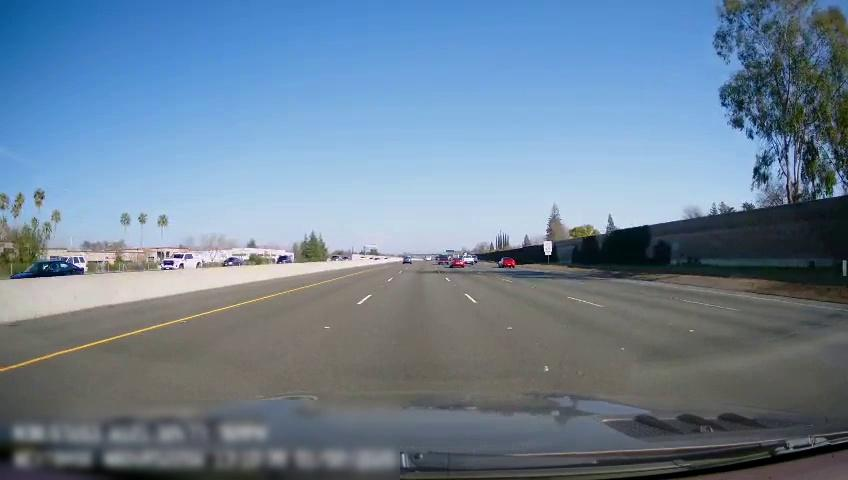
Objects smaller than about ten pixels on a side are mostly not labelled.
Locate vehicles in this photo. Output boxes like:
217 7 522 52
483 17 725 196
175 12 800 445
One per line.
222 257 243 267
449 256 465 269
402 255 413 265
472 255 479 264
461 255 474 265
50 256 89 273
275 255 293 264
496 256 516 268
160 253 204 271
10 261 85 279
437 253 450 265
327 255 345 262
